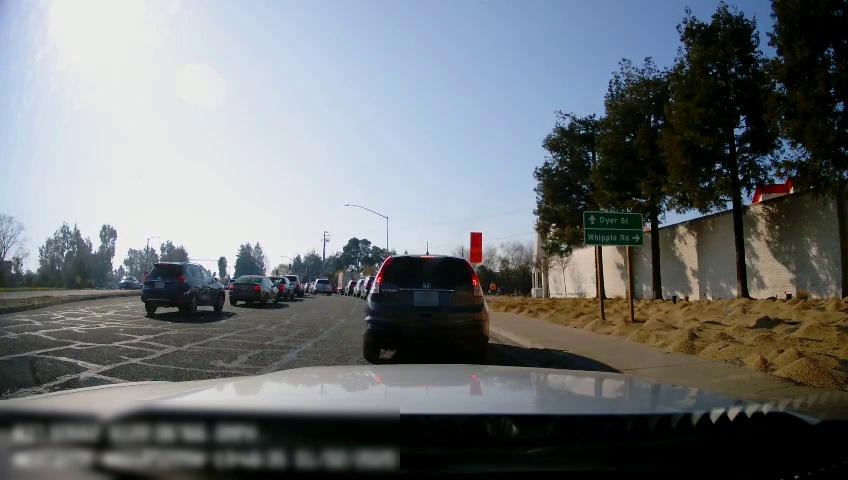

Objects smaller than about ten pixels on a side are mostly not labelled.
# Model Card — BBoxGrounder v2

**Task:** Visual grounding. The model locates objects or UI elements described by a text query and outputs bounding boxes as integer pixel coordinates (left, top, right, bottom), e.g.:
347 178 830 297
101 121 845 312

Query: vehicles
285 275 304 298
119 276 138 289
268 276 295 301
359 277 376 300
345 280 357 297
228 274 281 309
362 254 492 365
353 279 364 297
140 261 226 319
312 278 333 295
336 271 358 297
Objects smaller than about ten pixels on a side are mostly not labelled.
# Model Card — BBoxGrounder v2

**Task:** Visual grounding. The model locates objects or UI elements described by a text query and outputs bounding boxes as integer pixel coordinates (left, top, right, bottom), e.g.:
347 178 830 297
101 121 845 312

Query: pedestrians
488 280 496 295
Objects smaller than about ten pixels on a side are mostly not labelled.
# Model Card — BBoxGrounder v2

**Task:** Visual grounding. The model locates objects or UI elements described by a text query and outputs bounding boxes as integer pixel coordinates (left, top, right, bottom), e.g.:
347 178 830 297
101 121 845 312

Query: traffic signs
584 211 646 247
469 231 483 264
